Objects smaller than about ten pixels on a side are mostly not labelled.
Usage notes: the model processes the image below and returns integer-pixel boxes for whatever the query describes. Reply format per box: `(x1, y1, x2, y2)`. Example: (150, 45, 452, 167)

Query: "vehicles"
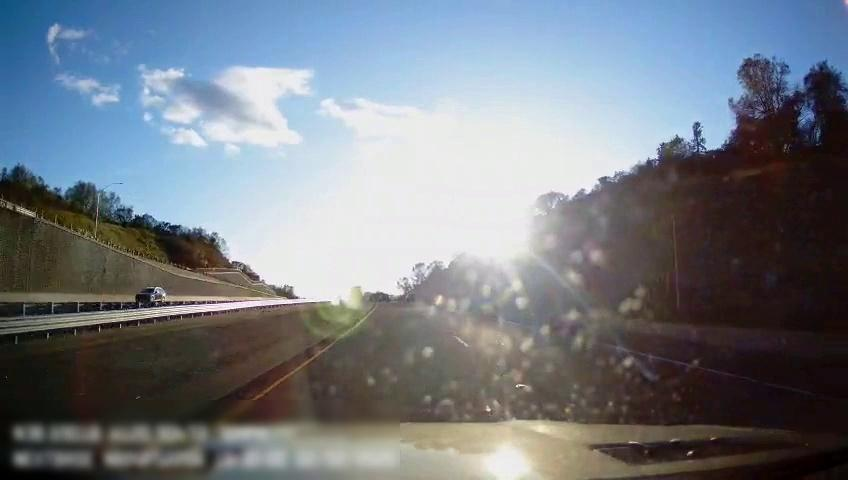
(134, 286, 166, 304)
(379, 293, 391, 303)
(406, 293, 419, 303)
